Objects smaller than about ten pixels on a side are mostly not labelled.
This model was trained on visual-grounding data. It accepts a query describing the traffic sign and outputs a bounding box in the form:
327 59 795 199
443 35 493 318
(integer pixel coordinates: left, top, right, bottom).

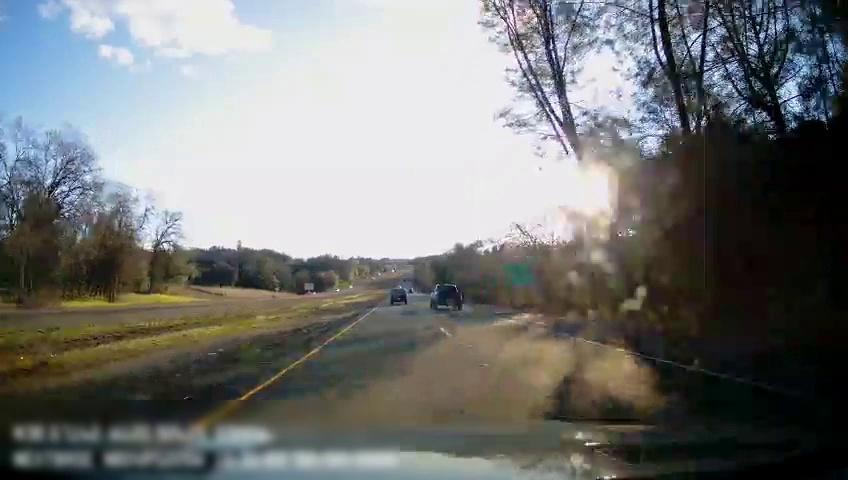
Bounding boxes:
505 263 537 286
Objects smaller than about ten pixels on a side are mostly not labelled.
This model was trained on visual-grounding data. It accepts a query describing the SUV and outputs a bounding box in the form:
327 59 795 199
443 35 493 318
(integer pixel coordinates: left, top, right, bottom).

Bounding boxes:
389 288 408 305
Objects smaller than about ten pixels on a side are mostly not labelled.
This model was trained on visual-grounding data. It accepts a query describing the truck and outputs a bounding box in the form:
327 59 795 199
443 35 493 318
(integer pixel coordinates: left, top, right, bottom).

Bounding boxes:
430 283 464 312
